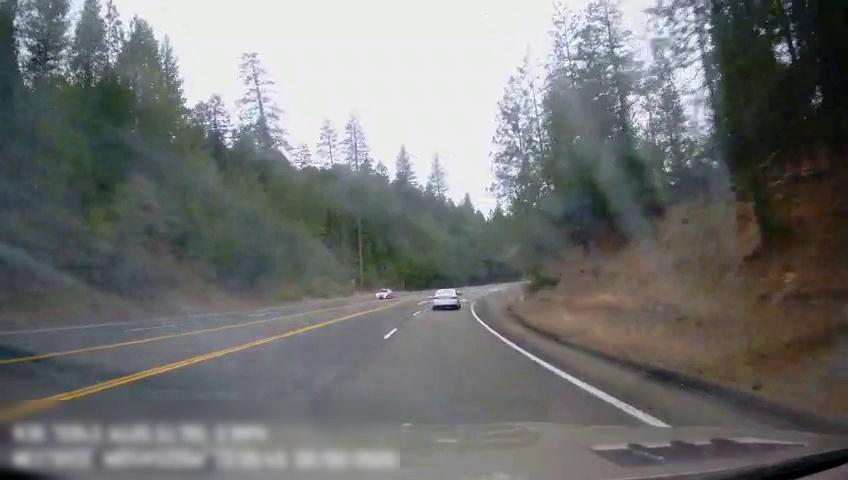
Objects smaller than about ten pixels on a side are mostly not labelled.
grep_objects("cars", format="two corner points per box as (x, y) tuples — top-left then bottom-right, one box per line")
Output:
(432, 288), (462, 310)
(375, 288), (393, 300)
